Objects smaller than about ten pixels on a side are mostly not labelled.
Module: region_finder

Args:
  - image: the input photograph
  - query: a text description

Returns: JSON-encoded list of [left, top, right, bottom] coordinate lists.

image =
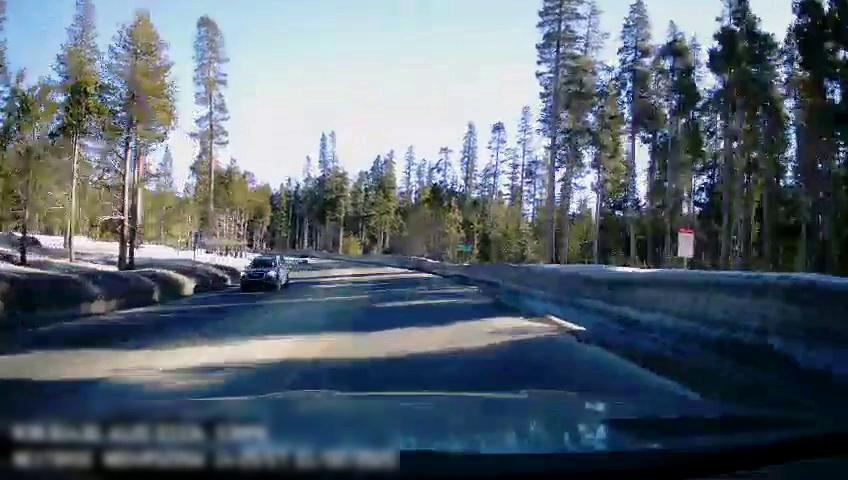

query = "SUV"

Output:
[[240, 254, 291, 293]]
